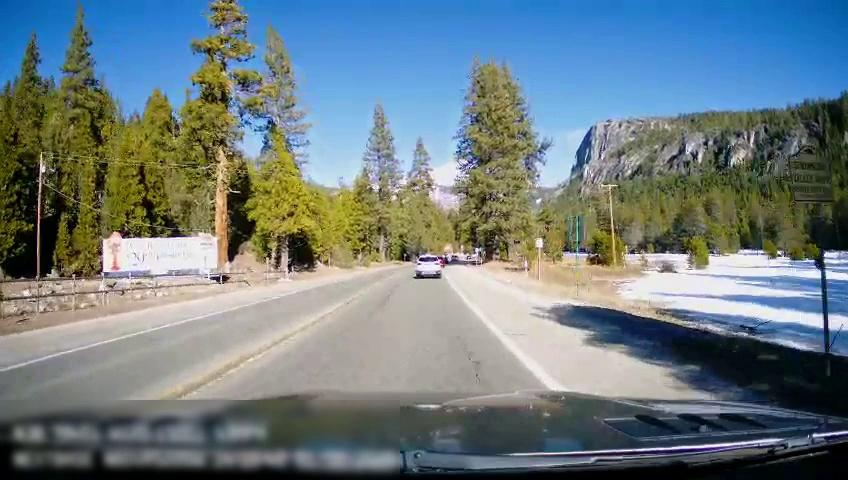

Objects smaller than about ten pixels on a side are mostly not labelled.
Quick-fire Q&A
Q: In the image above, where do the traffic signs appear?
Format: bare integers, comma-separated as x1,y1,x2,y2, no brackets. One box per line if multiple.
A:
535,237,544,249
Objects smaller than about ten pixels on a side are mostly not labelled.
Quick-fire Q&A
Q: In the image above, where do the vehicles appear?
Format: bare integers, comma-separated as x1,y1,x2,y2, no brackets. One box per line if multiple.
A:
435,255,445,268
415,254,442,279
